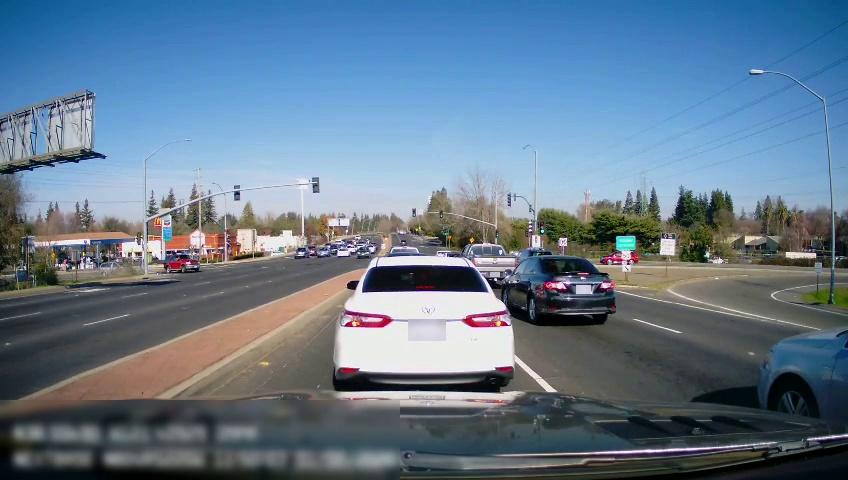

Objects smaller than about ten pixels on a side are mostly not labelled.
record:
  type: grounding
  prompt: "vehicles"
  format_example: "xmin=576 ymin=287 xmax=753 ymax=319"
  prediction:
xmin=759 ymin=328 xmax=848 ymax=419
xmin=600 ymin=250 xmax=639 ymax=265
xmin=337 ymin=247 xmax=352 ymax=258
xmin=500 ymin=254 xmax=617 ymax=327
xmin=387 ymin=245 xmax=418 ymax=256
xmin=356 ymin=247 xmax=371 ymax=259
xmin=331 ymin=255 xmax=514 ymax=392
xmin=294 ymin=247 xmax=310 ymax=261
xmin=706 ymin=256 xmax=725 ymax=264
xmin=466 ymin=243 xmax=521 ymax=291
xmin=161 ymin=253 xmax=201 ymax=274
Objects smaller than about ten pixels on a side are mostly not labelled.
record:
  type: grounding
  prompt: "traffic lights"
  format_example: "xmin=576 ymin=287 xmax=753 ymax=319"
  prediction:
xmin=537 ymin=224 xmax=543 ymax=236
xmin=137 ymin=232 xmax=143 ymax=245
xmin=528 ymin=222 xmax=534 ymax=235
xmin=233 ymin=184 xmax=242 ymax=200
xmin=505 ymin=193 xmax=511 ymax=207
xmin=312 ymin=176 xmax=320 ymax=192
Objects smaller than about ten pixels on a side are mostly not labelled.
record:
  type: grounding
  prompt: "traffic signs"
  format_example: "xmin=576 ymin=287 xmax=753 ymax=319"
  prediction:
xmin=616 ymin=235 xmax=637 ymax=249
